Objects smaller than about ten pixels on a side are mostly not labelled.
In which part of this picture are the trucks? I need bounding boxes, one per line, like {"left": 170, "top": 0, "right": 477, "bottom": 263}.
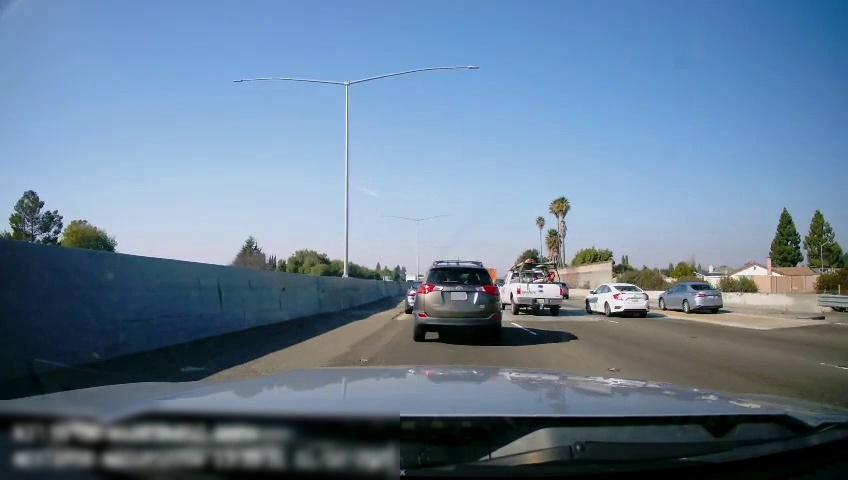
{"left": 478, "top": 267, "right": 497, "bottom": 286}
{"left": 496, "top": 256, "right": 564, "bottom": 316}
{"left": 405, "top": 274, "right": 416, "bottom": 283}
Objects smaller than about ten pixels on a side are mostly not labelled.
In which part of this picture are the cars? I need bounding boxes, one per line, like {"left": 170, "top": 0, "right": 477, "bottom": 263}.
{"left": 657, "top": 281, "right": 724, "bottom": 315}
{"left": 584, "top": 282, "right": 650, "bottom": 318}
{"left": 404, "top": 285, "right": 426, "bottom": 315}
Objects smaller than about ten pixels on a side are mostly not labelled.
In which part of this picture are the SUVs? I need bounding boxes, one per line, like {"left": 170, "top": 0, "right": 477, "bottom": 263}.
{"left": 411, "top": 260, "right": 503, "bottom": 343}
{"left": 553, "top": 281, "right": 570, "bottom": 300}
